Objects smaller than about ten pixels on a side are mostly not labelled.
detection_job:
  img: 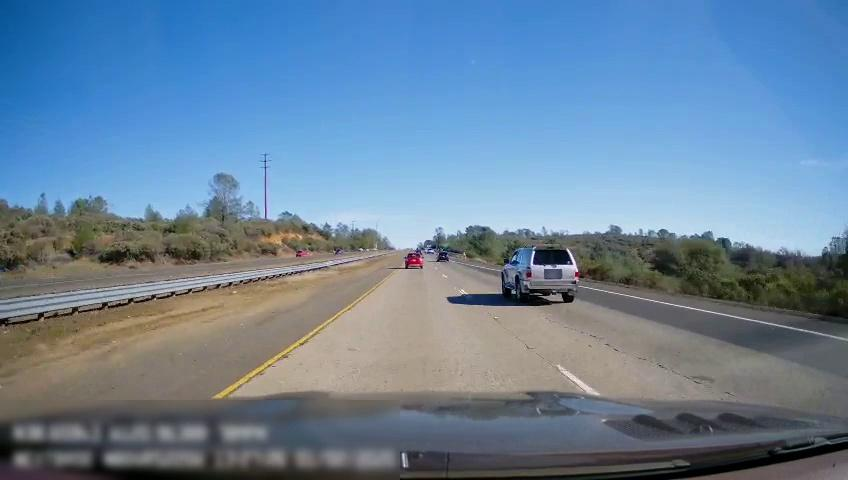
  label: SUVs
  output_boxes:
[405,251,424,268]
[437,251,449,262]
[500,247,580,306]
